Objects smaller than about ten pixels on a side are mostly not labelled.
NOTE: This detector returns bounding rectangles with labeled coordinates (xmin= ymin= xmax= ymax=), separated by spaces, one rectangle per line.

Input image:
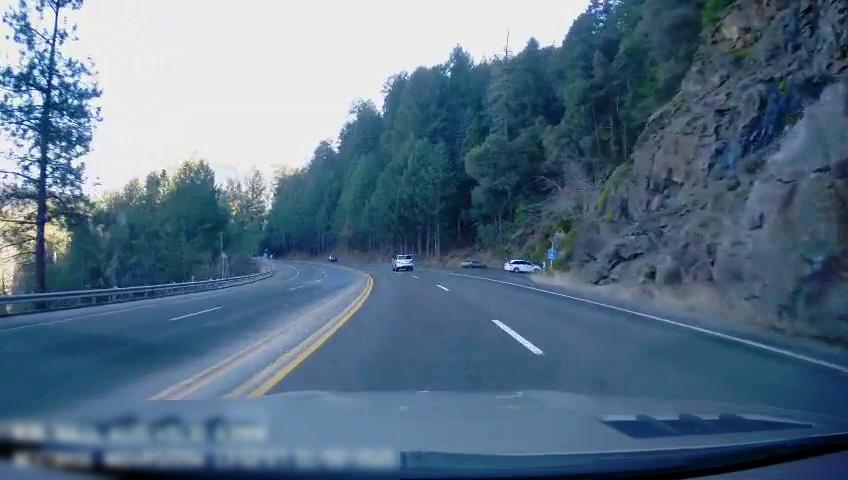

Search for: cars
xmin=459 ymin=258 xmax=488 ymax=270
xmin=503 ymin=259 xmax=543 ymax=274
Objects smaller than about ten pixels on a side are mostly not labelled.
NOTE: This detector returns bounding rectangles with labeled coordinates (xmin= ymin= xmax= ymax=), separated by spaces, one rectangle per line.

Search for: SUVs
xmin=391 ymin=254 xmax=415 ymax=272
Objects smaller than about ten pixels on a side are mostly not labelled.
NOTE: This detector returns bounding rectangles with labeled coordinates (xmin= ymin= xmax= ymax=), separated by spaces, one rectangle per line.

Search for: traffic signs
xmin=547 ymin=247 xmax=558 ymax=260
